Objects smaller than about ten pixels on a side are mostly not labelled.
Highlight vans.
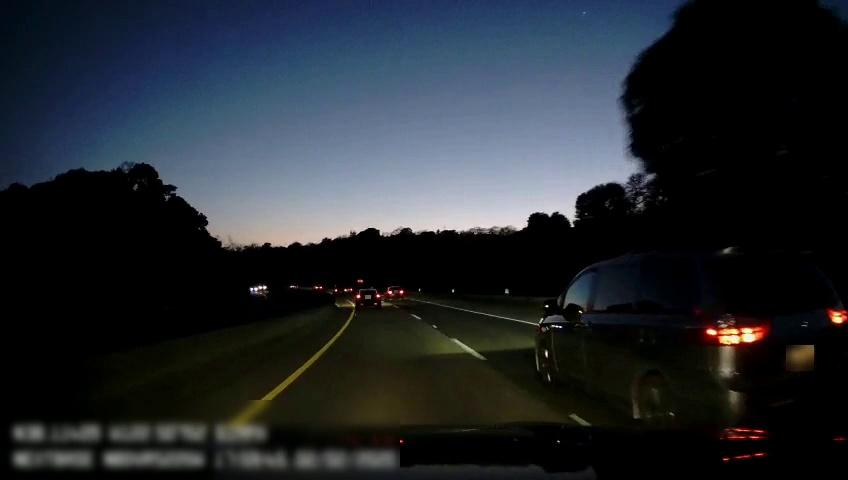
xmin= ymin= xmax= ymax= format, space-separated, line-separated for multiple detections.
xmin=533 ymin=242 xmax=848 ymax=440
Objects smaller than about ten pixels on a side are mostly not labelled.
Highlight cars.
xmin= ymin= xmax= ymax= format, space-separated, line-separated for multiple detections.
xmin=386 ymin=286 xmax=403 ymax=299
xmin=355 ymin=287 xmax=382 ymax=309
